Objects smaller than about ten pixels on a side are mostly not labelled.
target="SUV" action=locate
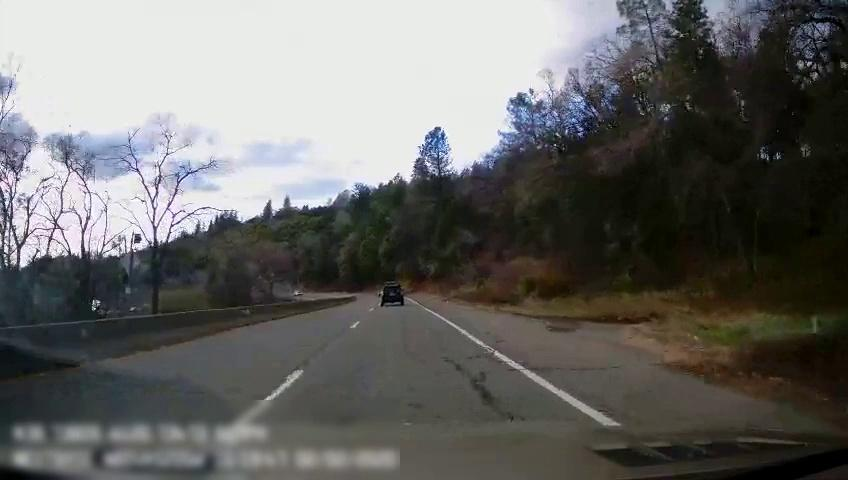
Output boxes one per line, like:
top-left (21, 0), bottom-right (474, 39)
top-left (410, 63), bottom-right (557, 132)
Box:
top-left (380, 285), bottom-right (405, 307)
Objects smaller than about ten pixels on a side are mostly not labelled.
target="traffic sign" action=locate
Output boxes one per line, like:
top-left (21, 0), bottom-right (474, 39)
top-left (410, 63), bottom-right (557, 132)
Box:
top-left (120, 248), bottom-right (140, 276)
